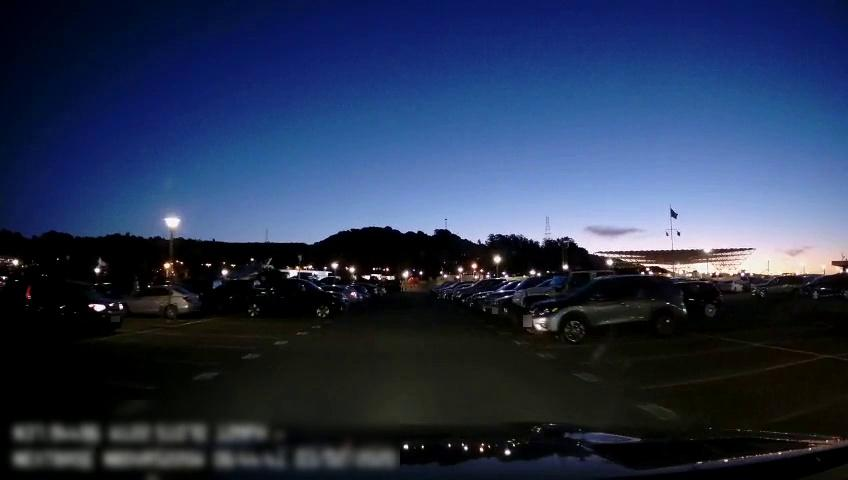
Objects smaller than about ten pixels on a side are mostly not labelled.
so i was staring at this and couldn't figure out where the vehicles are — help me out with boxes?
[719,279,743,293]
[804,272,848,300]
[500,267,641,320]
[493,278,552,316]
[349,283,379,296]
[468,280,522,312]
[119,283,201,320]
[344,283,369,295]
[482,275,555,316]
[23,280,124,334]
[239,277,350,320]
[523,275,689,345]
[674,280,722,319]
[753,275,806,298]
[455,278,513,305]
[316,284,359,303]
